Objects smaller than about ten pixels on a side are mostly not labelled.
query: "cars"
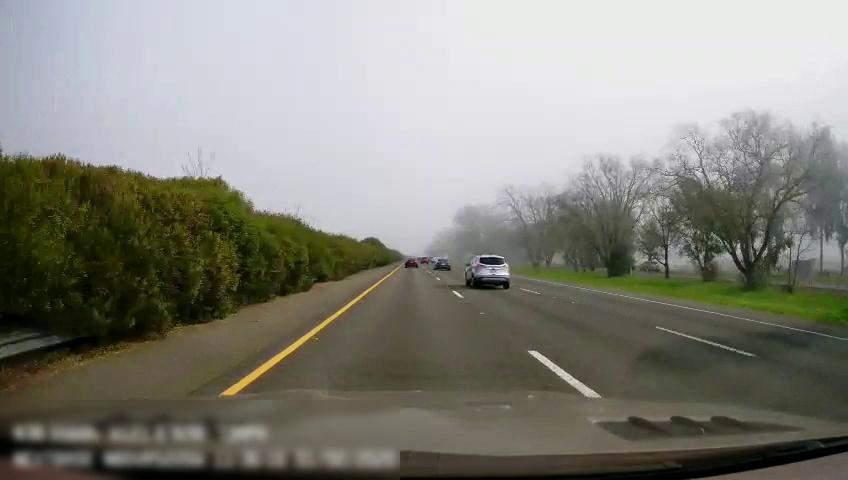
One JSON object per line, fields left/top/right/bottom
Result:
{"left": 404, "top": 257, "right": 419, "bottom": 270}
{"left": 434, "top": 259, "right": 451, "bottom": 271}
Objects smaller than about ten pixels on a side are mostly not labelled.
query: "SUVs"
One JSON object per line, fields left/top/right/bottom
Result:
{"left": 639, "top": 261, "right": 662, "bottom": 273}
{"left": 464, "top": 255, "right": 510, "bottom": 289}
